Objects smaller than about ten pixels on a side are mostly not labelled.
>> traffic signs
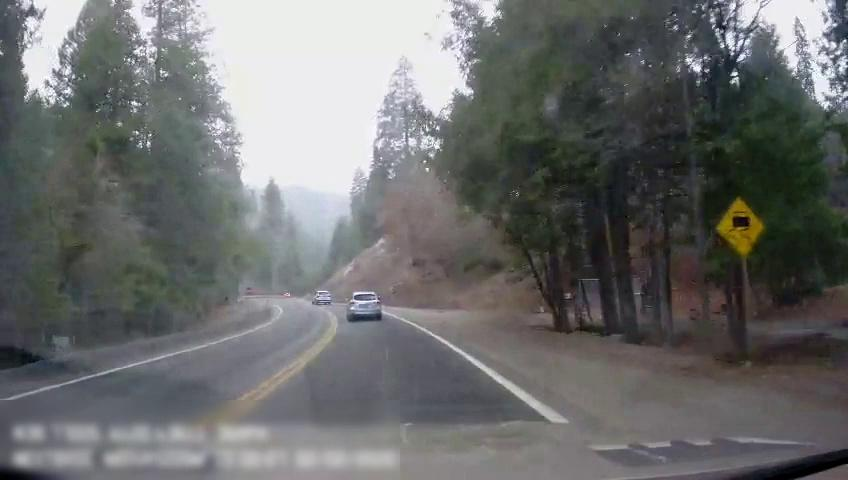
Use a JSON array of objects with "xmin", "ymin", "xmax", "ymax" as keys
[{"xmin": 716, "ymin": 198, "xmax": 764, "ymax": 256}]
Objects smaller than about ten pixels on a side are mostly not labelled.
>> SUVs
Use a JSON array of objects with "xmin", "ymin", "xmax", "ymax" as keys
[
  {"xmin": 311, "ymin": 291, "xmax": 331, "ymax": 305},
  {"xmin": 347, "ymin": 291, "xmax": 382, "ymax": 322}
]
